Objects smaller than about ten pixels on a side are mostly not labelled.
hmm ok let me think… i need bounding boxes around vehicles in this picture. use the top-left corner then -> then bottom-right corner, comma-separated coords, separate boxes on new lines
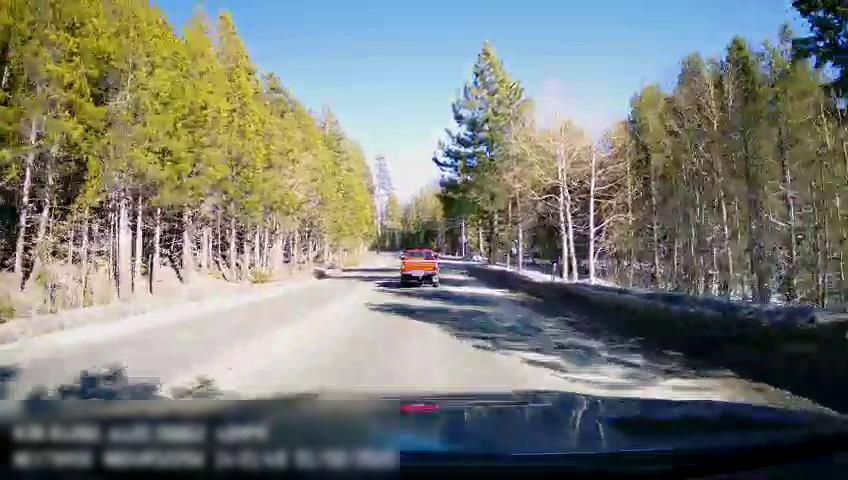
399,249 -> 440,288
463,254 -> 481,262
